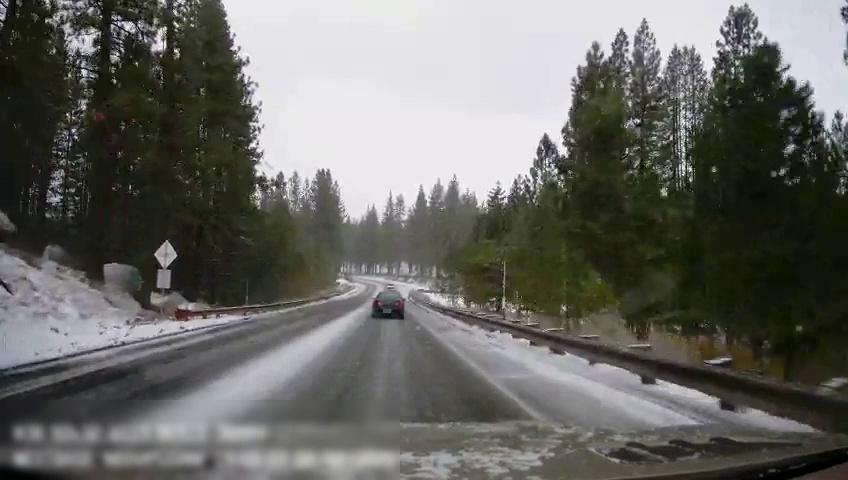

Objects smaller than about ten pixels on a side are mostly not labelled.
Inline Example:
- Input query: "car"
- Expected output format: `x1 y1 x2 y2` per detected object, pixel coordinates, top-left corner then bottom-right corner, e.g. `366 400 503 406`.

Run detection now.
372 290 407 319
